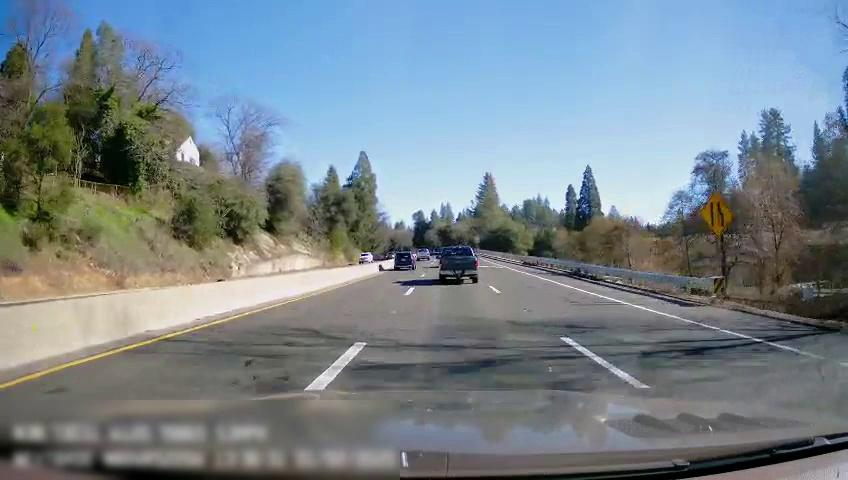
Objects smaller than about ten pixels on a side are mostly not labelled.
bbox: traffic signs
[700,192,735,236]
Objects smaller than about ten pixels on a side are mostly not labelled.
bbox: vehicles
[356,252,374,267]
[382,252,396,262]
[438,245,480,283]
[416,248,430,260]
[394,252,417,271]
